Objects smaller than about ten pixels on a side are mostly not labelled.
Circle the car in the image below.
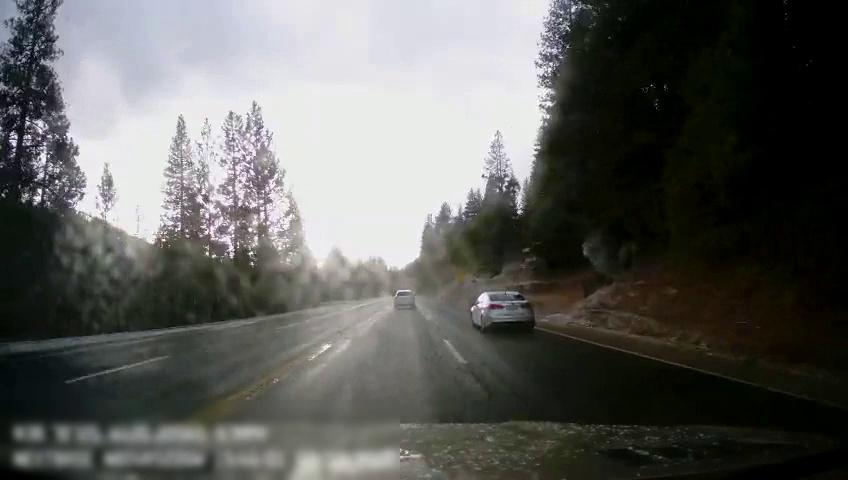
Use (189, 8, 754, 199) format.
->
(470, 291, 536, 333)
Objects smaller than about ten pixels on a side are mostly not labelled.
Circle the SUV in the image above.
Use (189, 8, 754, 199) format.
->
(393, 288, 416, 309)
